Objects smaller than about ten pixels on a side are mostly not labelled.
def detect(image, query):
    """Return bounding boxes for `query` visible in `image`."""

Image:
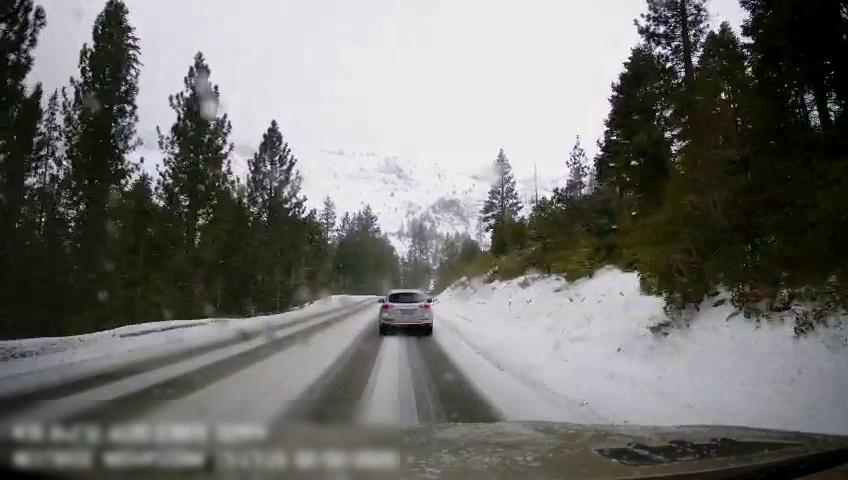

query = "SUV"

[377,289,435,336]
